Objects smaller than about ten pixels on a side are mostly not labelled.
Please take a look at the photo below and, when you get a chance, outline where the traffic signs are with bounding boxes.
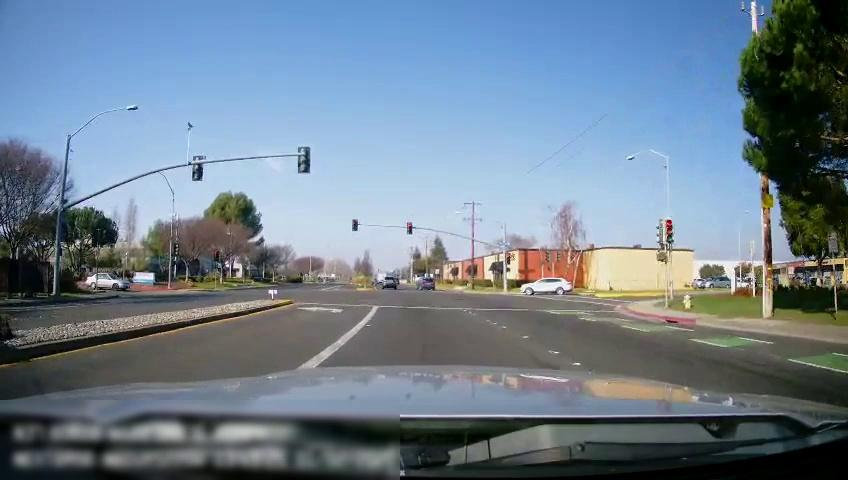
[828,238,838,253]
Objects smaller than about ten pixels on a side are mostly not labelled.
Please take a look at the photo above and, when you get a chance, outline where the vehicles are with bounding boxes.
[520,277,572,296]
[415,277,436,291]
[377,273,385,284]
[86,273,129,291]
[382,277,397,289]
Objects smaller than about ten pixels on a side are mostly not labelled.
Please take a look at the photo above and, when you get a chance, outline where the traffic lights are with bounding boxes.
[352,219,358,231]
[297,145,311,174]
[175,243,182,256]
[192,155,204,182]
[407,223,413,234]
[664,218,674,243]
[656,252,667,262]
[656,221,664,244]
